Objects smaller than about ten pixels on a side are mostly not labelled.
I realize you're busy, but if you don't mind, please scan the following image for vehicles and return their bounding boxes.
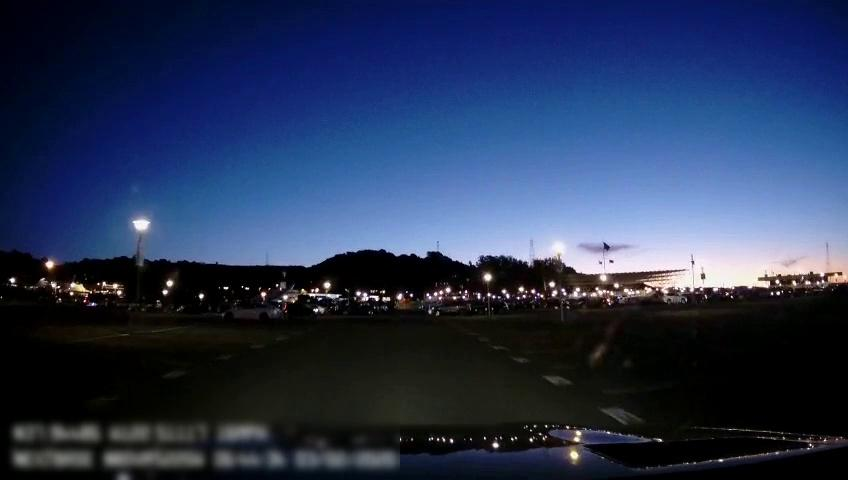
[475,301,510,313]
[309,303,327,316]
[429,298,472,317]
[221,302,282,324]
[579,297,607,309]
[663,292,688,304]
[283,302,319,320]
[334,299,376,316]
